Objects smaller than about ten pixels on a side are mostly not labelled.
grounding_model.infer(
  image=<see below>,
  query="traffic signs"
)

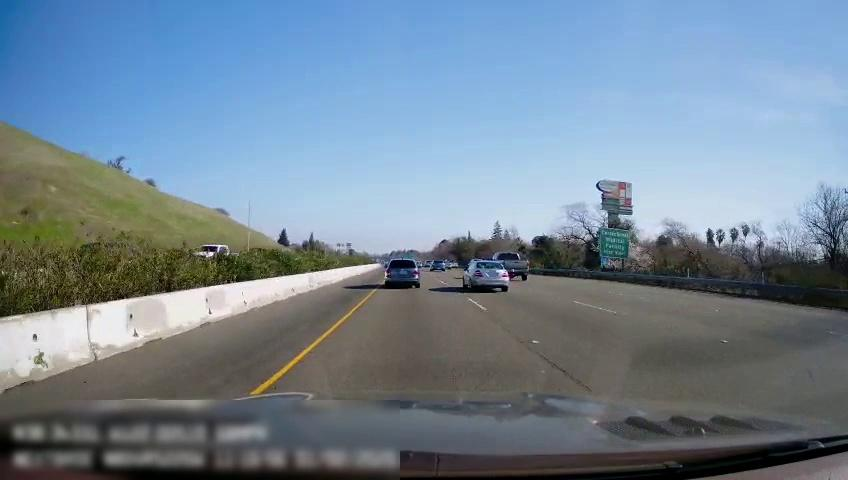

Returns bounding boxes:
[601,226,630,257]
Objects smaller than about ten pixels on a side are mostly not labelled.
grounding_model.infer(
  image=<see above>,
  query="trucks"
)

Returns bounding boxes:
[193,244,240,259]
[492,252,528,281]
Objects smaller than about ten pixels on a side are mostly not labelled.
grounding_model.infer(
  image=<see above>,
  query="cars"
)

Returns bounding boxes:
[429,259,446,273]
[383,259,421,290]
[462,260,510,293]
